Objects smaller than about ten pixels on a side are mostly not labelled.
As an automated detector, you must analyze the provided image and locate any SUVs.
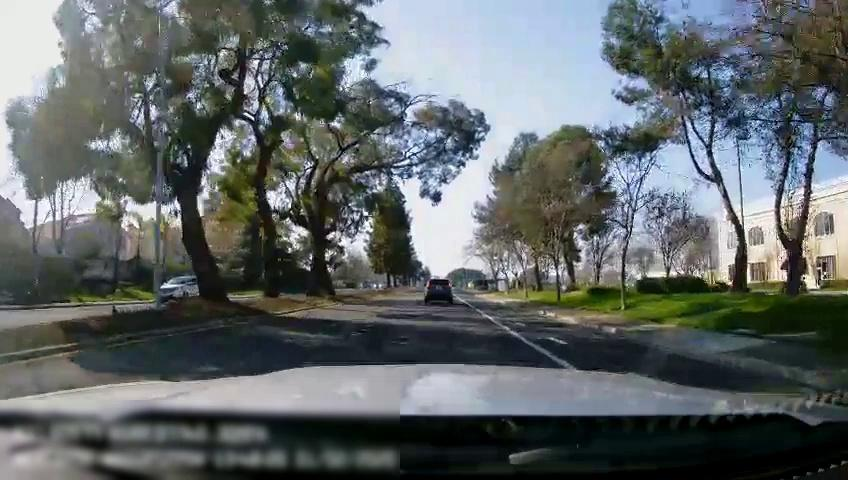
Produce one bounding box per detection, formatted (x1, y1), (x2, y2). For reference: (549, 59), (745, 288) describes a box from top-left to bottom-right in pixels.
(424, 279), (454, 304)
(159, 274), (201, 300)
